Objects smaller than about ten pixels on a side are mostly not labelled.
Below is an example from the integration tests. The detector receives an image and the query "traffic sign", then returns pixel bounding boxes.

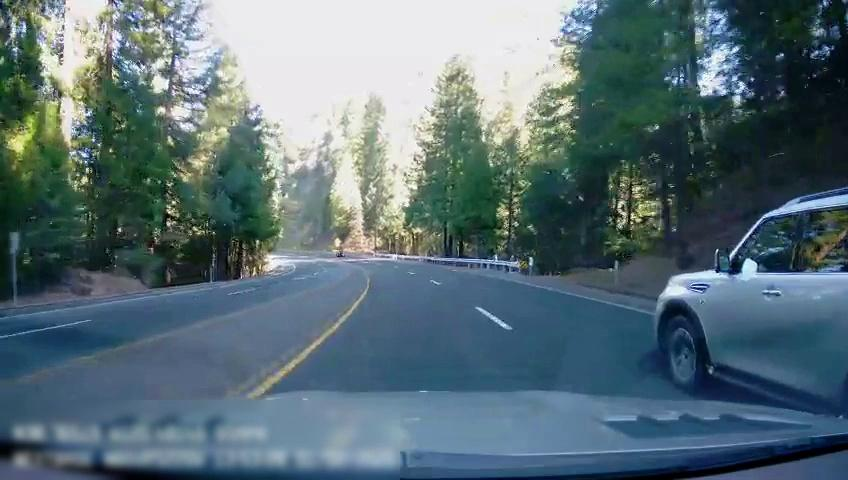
[520,254,529,270]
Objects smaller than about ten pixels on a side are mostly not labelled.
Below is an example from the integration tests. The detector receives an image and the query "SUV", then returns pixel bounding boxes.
[652,186,848,419]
